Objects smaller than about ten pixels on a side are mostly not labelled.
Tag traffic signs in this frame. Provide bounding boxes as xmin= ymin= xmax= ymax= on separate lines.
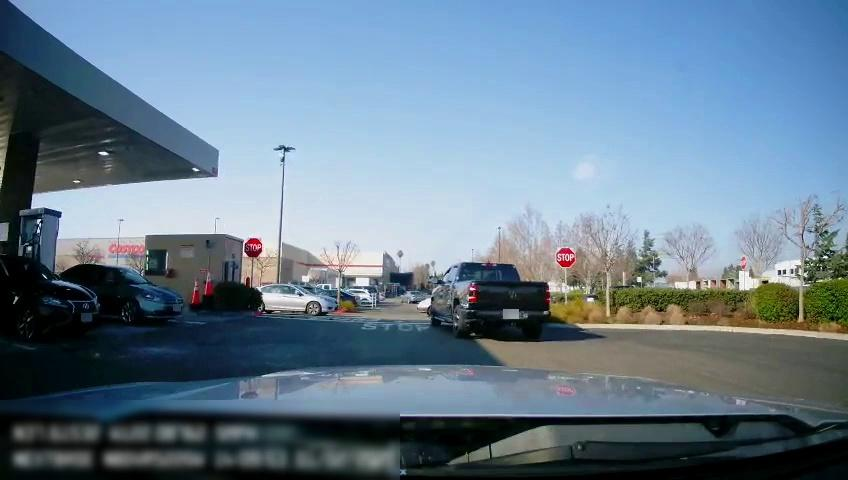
xmin=242 ymin=237 xmax=263 ymax=258
xmin=552 ymin=245 xmax=577 ymax=271
xmin=739 ymin=256 xmax=748 ymax=272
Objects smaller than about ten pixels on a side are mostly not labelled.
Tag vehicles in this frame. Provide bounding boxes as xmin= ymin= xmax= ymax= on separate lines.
xmin=299 ymin=285 xmax=359 ymax=308
xmin=55 ymin=262 xmax=186 ymax=327
xmin=416 ymin=297 xmax=431 ymax=317
xmin=0 ymin=253 xmax=102 ymax=345
xmin=256 ymin=283 xmax=338 ymax=316
xmin=336 ymin=288 xmax=373 ymax=308
xmin=583 ymin=282 xmax=642 ymax=304
xmin=429 ymin=261 xmax=552 ymax=341
xmin=399 ymin=290 xmax=426 ymax=305
xmin=316 ymin=283 xmax=332 ymax=288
